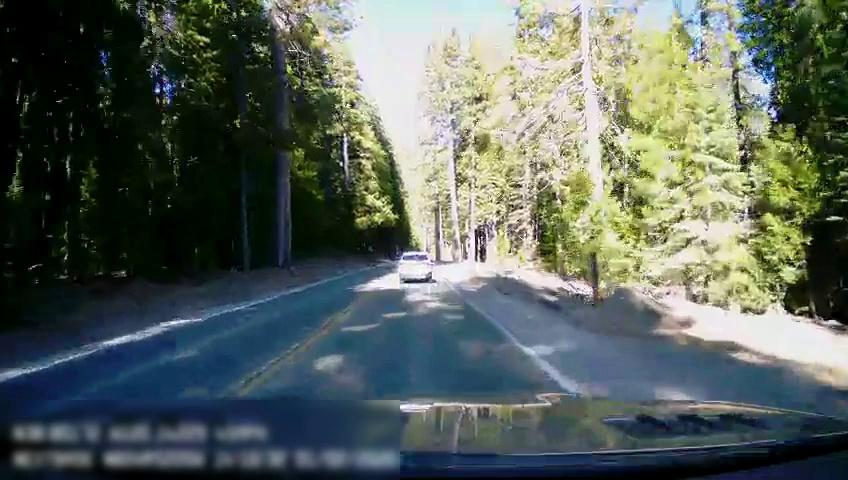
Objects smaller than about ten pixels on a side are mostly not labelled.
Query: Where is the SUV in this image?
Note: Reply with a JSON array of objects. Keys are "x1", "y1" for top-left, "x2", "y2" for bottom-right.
[{"x1": 399, "y1": 251, "x2": 433, "y2": 281}]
